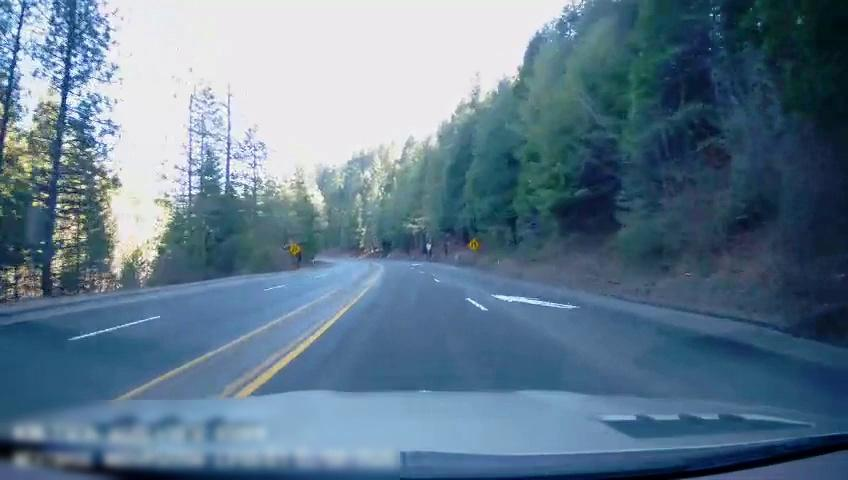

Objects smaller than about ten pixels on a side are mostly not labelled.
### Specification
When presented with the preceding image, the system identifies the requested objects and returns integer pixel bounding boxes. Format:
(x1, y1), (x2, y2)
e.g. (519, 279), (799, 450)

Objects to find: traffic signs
(467, 240), (482, 252)
(289, 243), (302, 256)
